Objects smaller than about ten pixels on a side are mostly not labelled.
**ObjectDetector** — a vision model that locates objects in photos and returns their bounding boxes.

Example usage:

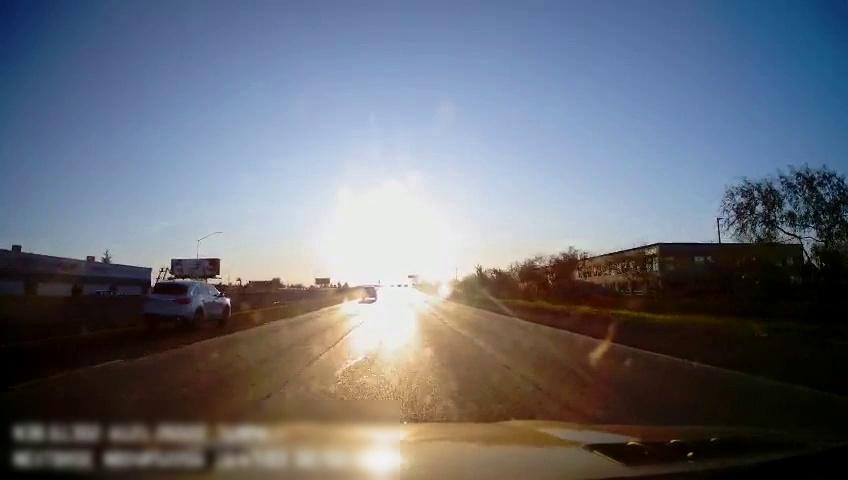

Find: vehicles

[141,280,233,334]
[361,286,377,300]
